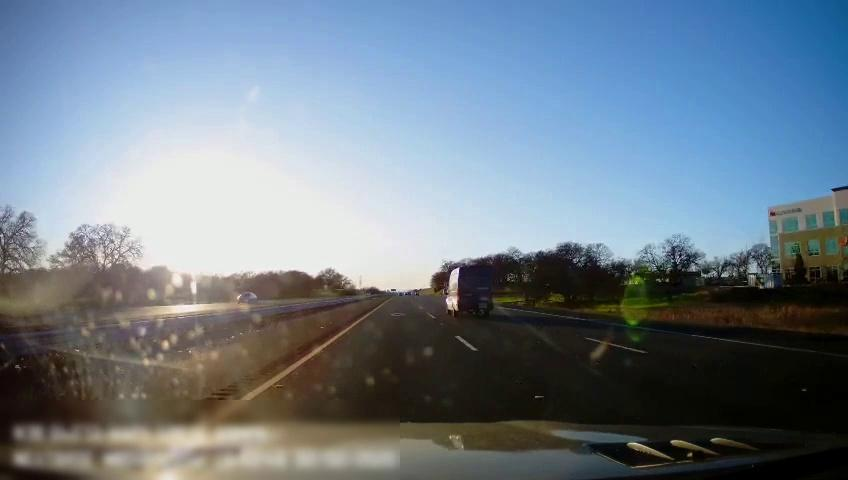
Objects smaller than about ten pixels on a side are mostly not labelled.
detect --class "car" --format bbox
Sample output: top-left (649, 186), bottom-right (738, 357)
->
top-left (237, 291), bottom-right (258, 304)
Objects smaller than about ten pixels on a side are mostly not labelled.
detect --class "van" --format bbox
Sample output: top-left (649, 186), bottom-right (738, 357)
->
top-left (442, 265), bottom-right (495, 317)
